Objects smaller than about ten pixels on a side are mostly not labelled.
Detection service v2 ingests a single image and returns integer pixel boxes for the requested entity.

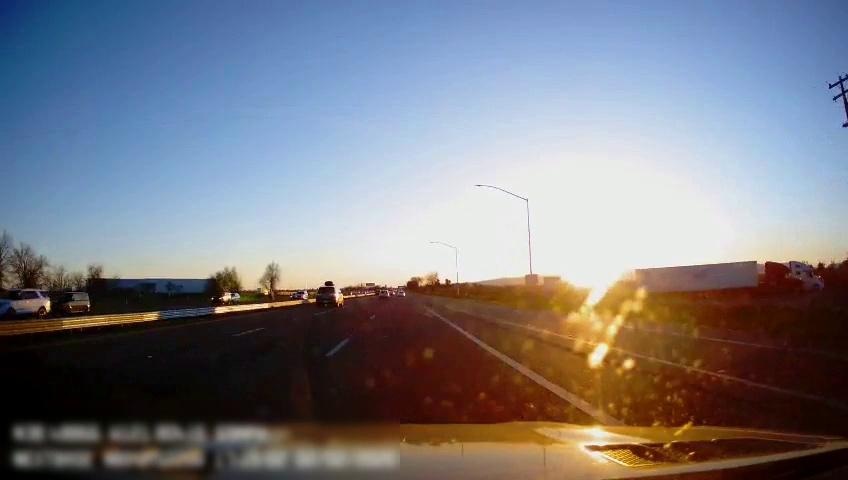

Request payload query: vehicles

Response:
[210,291,241,307]
[51,291,91,317]
[295,290,309,301]
[315,280,344,309]
[0,287,52,322]
[633,259,826,301]
[379,289,390,299]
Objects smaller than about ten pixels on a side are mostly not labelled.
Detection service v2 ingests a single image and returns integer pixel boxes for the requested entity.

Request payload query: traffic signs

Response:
[526,276,543,288]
